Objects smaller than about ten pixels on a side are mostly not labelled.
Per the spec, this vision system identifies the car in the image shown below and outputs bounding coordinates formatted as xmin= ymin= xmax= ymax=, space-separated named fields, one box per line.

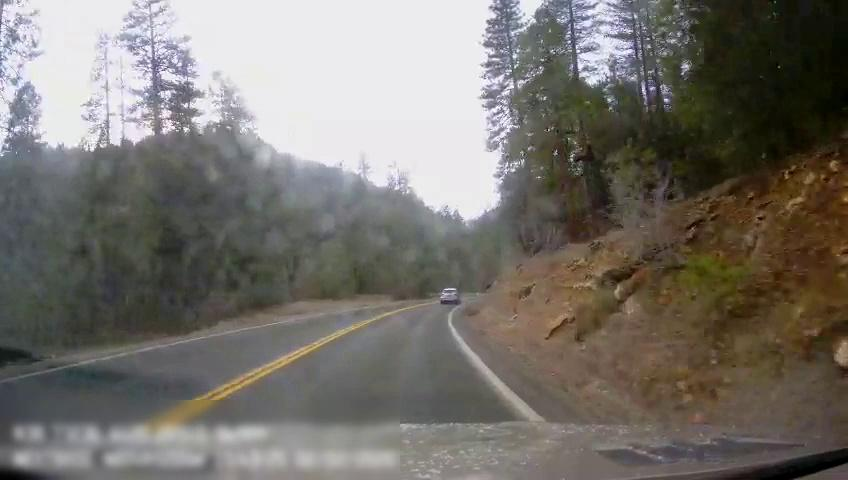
xmin=440 ymin=287 xmax=460 ymax=305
